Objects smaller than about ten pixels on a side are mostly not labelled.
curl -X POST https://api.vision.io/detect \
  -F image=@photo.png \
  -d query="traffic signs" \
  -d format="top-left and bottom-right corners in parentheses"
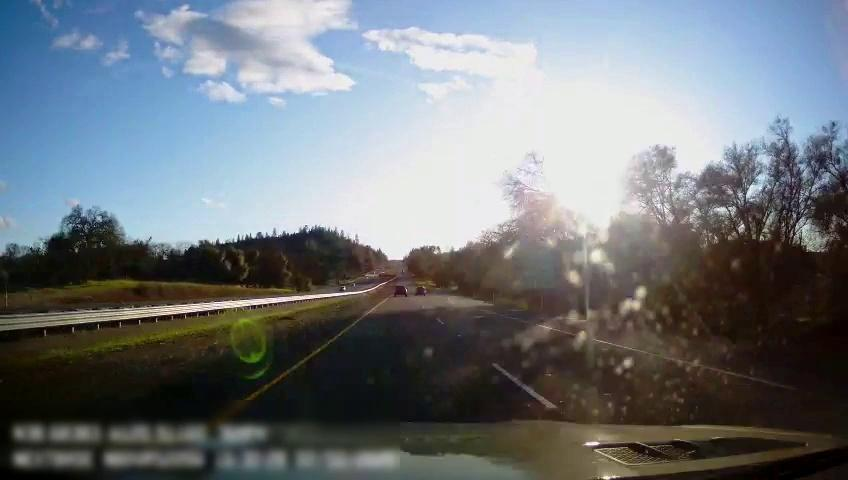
top-left (520, 257), bottom-right (557, 291)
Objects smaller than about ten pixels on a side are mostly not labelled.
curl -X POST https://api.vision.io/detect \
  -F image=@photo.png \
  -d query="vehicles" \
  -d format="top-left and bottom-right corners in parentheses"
top-left (414, 286), bottom-right (425, 296)
top-left (394, 285), bottom-right (408, 297)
